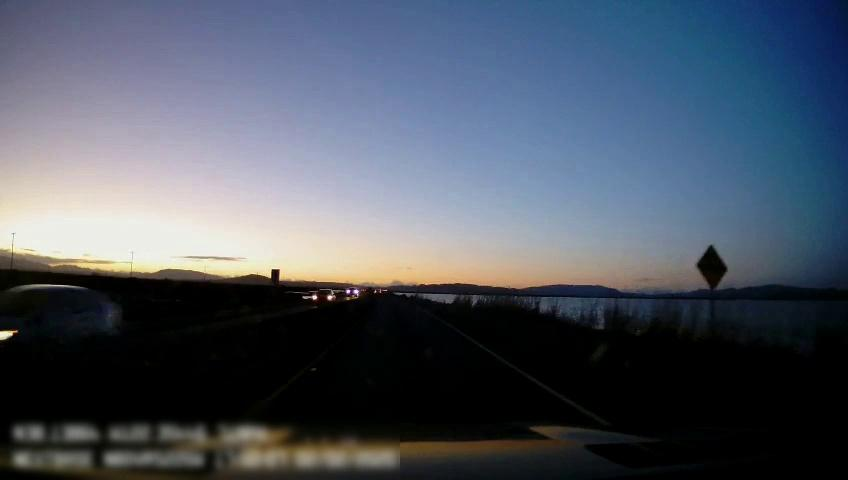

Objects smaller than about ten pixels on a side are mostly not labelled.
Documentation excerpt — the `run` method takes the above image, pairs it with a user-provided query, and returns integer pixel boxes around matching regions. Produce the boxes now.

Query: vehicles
[311,288,336,305]
[346,287,360,299]
[0,285,122,366]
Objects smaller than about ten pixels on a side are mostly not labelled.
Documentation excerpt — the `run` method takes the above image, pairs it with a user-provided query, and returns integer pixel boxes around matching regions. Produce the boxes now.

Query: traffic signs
[696,244,730,290]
